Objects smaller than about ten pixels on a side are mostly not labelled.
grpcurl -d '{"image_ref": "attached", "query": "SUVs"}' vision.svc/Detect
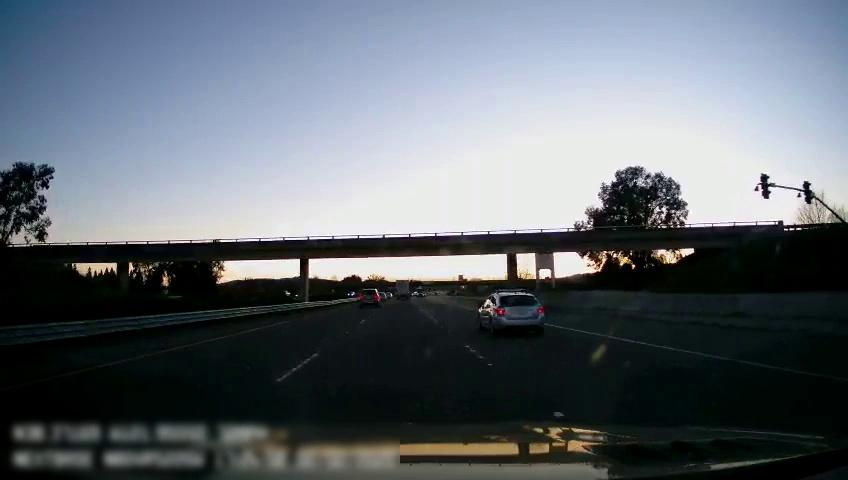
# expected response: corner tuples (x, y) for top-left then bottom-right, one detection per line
(359, 289), (380, 308)
(478, 293), (545, 338)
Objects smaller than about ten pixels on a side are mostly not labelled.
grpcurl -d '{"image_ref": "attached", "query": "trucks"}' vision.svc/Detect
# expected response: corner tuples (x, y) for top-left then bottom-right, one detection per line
(396, 280), (409, 300)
